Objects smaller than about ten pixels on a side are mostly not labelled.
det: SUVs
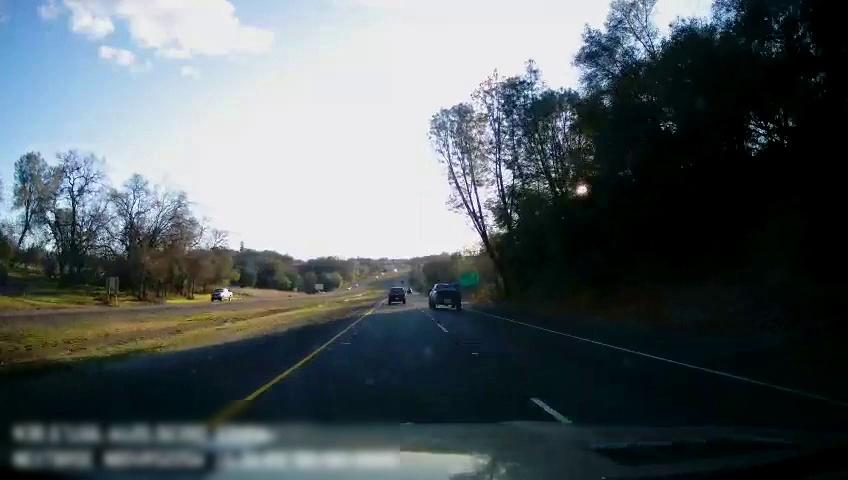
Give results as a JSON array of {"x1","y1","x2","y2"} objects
[{"x1": 387, "y1": 287, "x2": 406, "y2": 306}]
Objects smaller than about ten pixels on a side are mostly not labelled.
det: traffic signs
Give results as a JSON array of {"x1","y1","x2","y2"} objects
[{"x1": 460, "y1": 270, "x2": 481, "y2": 287}]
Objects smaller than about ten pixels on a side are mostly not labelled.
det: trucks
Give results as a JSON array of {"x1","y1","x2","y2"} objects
[
  {"x1": 428, "y1": 282, "x2": 462, "y2": 311},
  {"x1": 210, "y1": 288, "x2": 233, "y2": 302}
]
